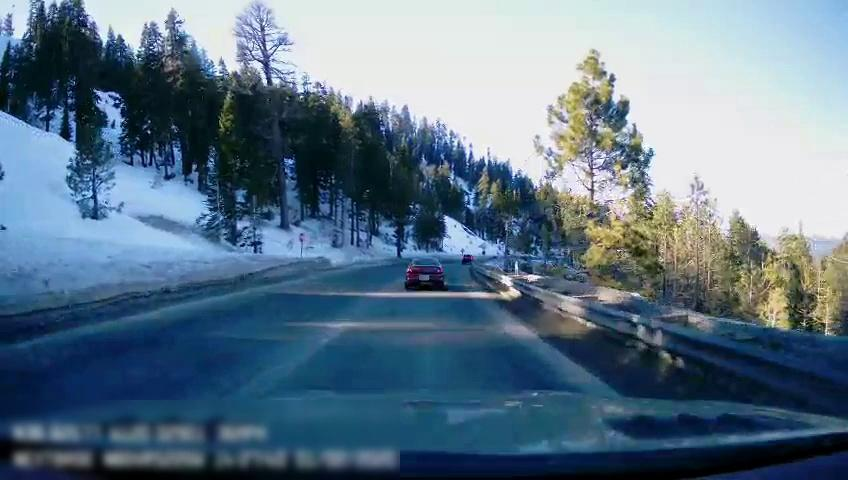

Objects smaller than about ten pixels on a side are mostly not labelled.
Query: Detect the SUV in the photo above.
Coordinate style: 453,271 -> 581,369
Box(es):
461,253 -> 475,265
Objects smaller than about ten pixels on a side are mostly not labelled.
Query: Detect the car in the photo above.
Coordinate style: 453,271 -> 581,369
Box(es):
404,258 -> 448,292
